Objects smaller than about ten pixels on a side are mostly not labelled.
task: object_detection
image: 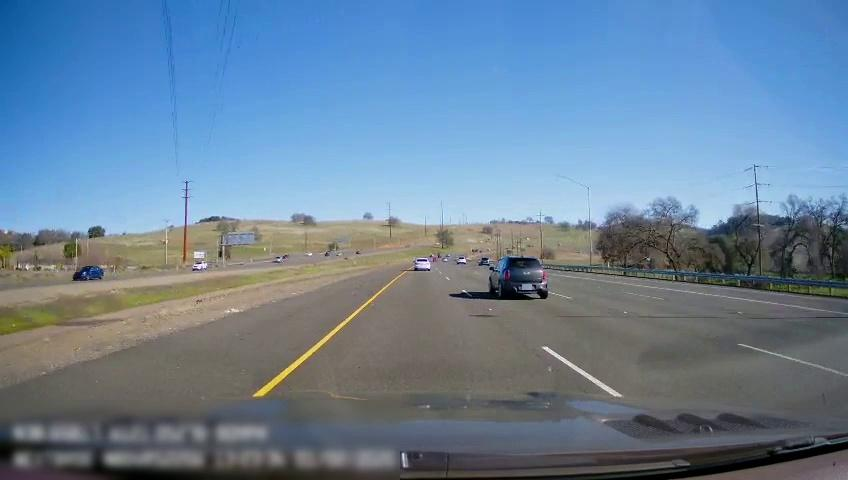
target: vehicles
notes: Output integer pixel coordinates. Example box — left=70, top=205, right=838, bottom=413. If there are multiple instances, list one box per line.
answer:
left=72, top=265, right=104, bottom=281
left=456, top=256, right=467, bottom=264
left=488, top=257, right=550, bottom=301
left=192, top=261, right=209, bottom=272
left=478, top=256, right=490, bottom=266
left=272, top=256, right=283, bottom=263
left=413, top=257, right=430, bottom=271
